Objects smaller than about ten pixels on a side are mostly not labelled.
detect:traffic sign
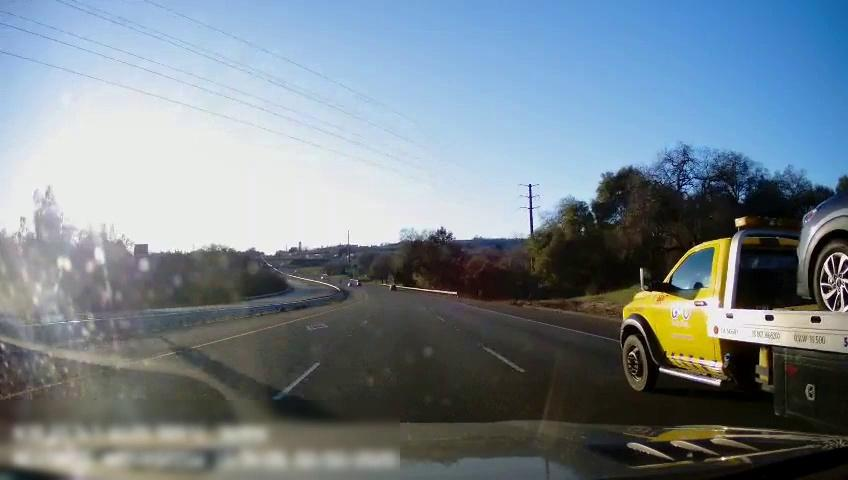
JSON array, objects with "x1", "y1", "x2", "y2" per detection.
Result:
[{"x1": 134, "y1": 244, "x2": 149, "y2": 280}]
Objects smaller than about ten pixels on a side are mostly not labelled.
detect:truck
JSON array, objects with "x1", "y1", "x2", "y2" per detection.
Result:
[{"x1": 620, "y1": 178, "x2": 848, "y2": 435}]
